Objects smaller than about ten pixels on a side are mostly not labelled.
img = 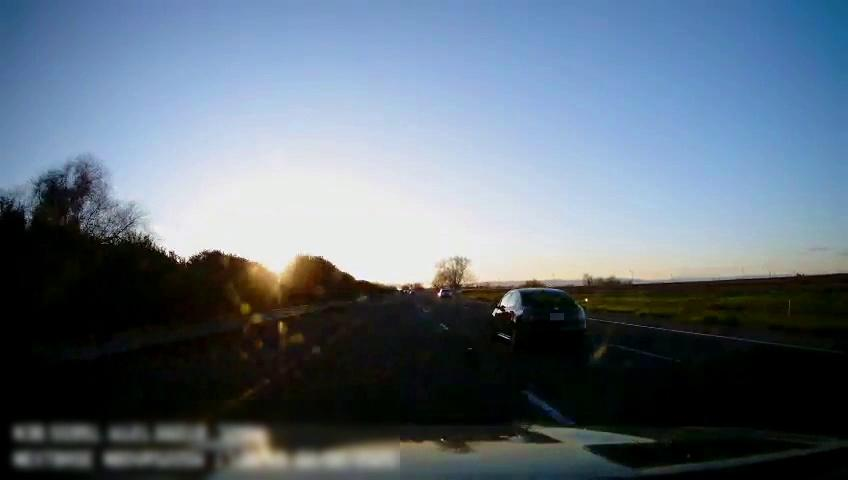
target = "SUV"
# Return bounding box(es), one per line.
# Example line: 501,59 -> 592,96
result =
436,289 -> 453,301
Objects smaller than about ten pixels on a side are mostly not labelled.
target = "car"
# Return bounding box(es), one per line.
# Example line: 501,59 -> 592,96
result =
490,289 -> 587,352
